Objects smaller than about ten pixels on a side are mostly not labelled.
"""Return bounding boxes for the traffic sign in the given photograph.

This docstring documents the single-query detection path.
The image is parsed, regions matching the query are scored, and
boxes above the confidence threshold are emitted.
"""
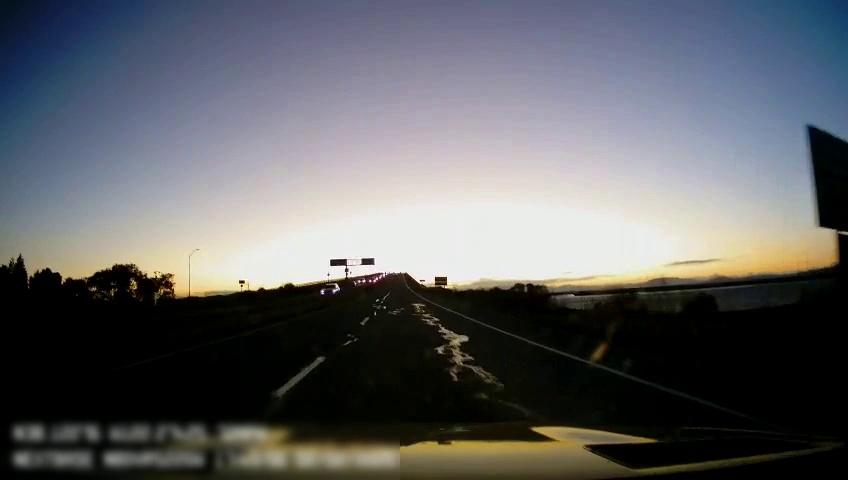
[808,124,848,233]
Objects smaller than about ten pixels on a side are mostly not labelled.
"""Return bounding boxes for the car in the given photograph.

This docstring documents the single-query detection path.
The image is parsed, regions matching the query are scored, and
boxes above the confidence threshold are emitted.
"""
[319,283,341,296]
